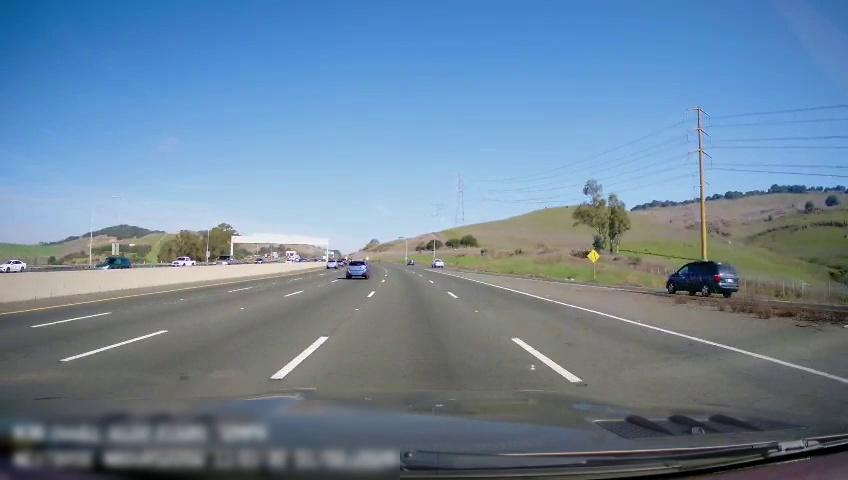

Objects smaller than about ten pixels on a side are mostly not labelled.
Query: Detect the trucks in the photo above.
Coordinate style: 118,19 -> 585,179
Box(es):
171,256 -> 197,267
431,258 -> 444,268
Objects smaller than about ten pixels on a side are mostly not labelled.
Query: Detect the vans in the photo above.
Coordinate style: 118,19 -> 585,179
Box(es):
665,260 -> 740,297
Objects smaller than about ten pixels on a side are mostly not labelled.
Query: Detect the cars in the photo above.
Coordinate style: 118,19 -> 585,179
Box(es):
0,259 -> 27,274
326,259 -> 339,270
214,255 -> 240,266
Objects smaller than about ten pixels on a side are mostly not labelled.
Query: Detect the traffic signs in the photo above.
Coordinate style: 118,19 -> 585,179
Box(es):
586,249 -> 601,264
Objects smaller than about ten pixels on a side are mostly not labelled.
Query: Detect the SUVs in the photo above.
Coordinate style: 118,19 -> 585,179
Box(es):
95,256 -> 131,270
254,258 -> 265,265
346,259 -> 369,280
